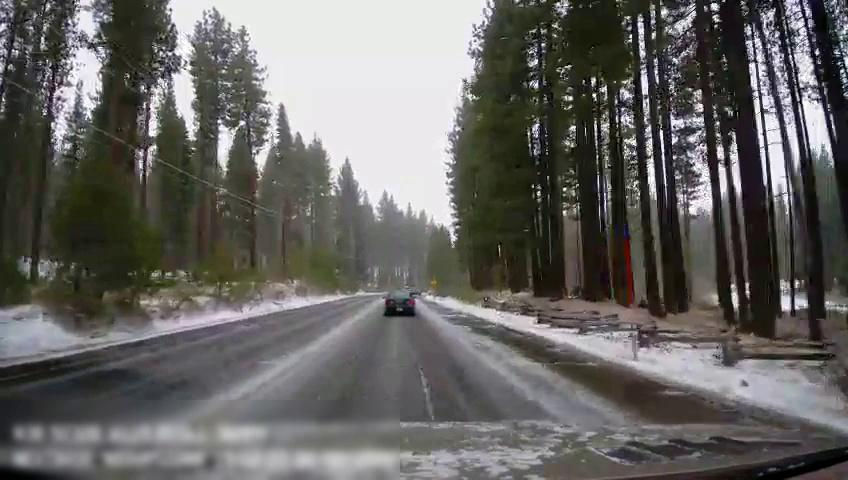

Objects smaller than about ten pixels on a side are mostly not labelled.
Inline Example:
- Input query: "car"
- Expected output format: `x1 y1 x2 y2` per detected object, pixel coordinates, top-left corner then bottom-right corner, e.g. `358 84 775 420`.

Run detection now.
383 293 417 318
